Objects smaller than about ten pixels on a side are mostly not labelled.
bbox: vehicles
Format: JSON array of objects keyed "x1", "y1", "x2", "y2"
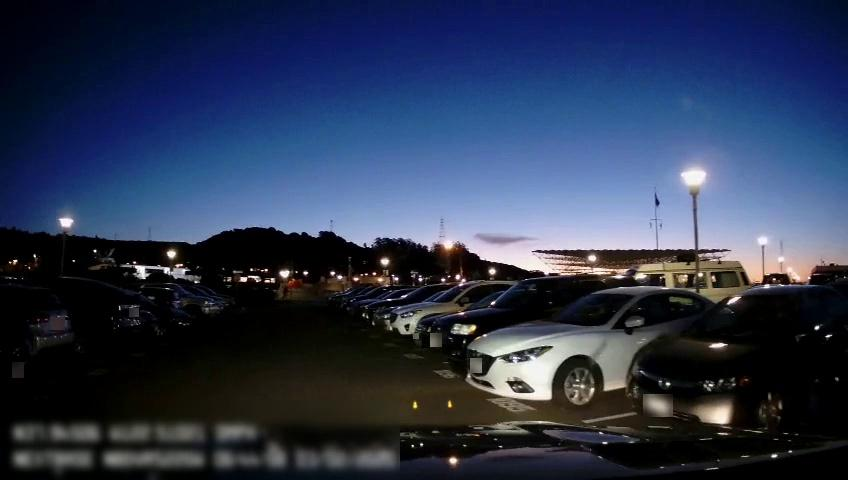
[
  {"x1": 139, "y1": 280, "x2": 219, "y2": 322},
  {"x1": 412, "y1": 291, "x2": 505, "y2": 347},
  {"x1": 371, "y1": 290, "x2": 447, "y2": 332},
  {"x1": 625, "y1": 284, "x2": 848, "y2": 430},
  {"x1": 625, "y1": 260, "x2": 754, "y2": 303},
  {"x1": 120, "y1": 285, "x2": 181, "y2": 315},
  {"x1": 176, "y1": 283, "x2": 230, "y2": 315},
  {"x1": 360, "y1": 283, "x2": 457, "y2": 322},
  {"x1": 0, "y1": 327, "x2": 31, "y2": 381},
  {"x1": 30, "y1": 276, "x2": 141, "y2": 357},
  {"x1": 424, "y1": 274, "x2": 611, "y2": 362},
  {"x1": 388, "y1": 280, "x2": 517, "y2": 337},
  {"x1": 464, "y1": 285, "x2": 716, "y2": 411},
  {"x1": 0, "y1": 281, "x2": 77, "y2": 368},
  {"x1": 192, "y1": 283, "x2": 235, "y2": 315},
  {"x1": 126, "y1": 290, "x2": 198, "y2": 338},
  {"x1": 761, "y1": 273, "x2": 791, "y2": 285}
]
